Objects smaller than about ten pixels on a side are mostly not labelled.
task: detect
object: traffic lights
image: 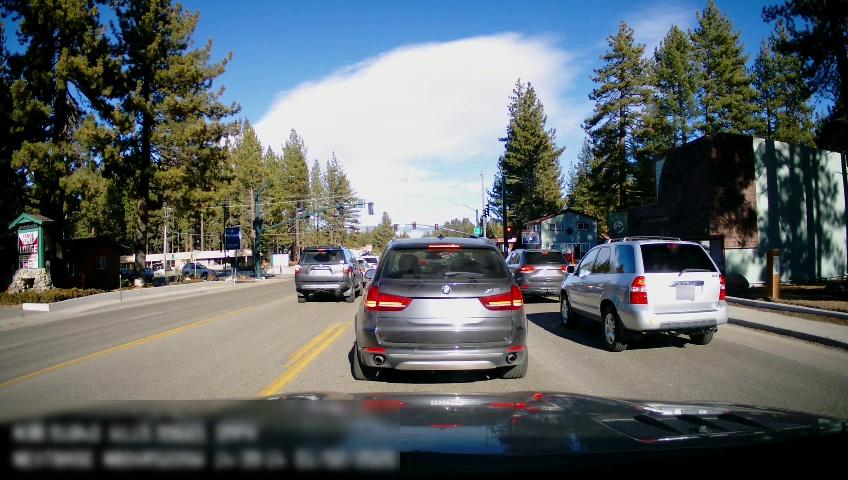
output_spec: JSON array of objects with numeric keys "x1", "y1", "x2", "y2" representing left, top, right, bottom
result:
[
  {"x1": 506, "y1": 226, "x2": 512, "y2": 238},
  {"x1": 338, "y1": 207, "x2": 343, "y2": 218},
  {"x1": 485, "y1": 204, "x2": 491, "y2": 218},
  {"x1": 368, "y1": 203, "x2": 374, "y2": 216}
]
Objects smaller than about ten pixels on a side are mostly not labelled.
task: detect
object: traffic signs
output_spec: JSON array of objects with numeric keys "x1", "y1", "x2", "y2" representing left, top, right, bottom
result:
[{"x1": 473, "y1": 224, "x2": 483, "y2": 236}]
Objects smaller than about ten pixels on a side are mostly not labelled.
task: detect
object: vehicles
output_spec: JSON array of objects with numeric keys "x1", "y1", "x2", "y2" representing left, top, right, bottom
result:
[
  {"x1": 180, "y1": 262, "x2": 211, "y2": 279},
  {"x1": 354, "y1": 239, "x2": 527, "y2": 379},
  {"x1": 295, "y1": 247, "x2": 363, "y2": 302},
  {"x1": 506, "y1": 249, "x2": 572, "y2": 304},
  {"x1": 360, "y1": 254, "x2": 379, "y2": 267},
  {"x1": 128, "y1": 267, "x2": 155, "y2": 280},
  {"x1": 560, "y1": 237, "x2": 729, "y2": 352},
  {"x1": 360, "y1": 260, "x2": 370, "y2": 286}
]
